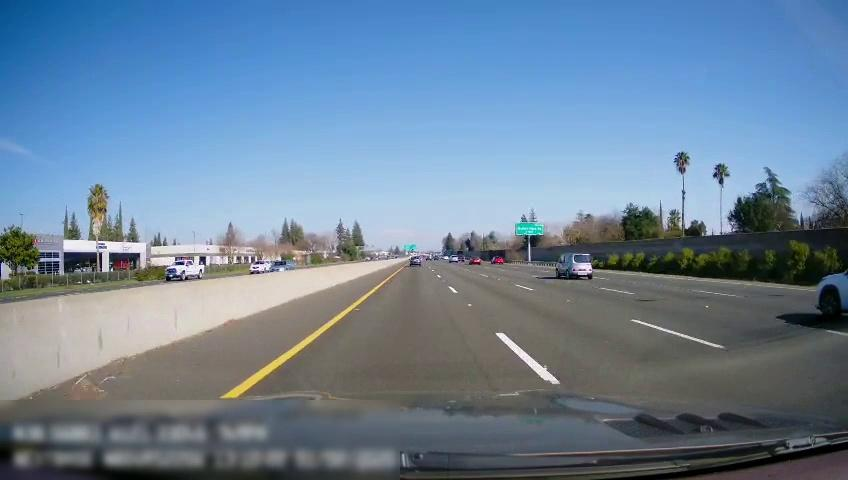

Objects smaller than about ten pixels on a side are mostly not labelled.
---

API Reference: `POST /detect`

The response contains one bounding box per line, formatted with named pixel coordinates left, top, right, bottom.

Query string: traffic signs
left=405, top=244, right=418, bottom=252
left=515, top=221, right=545, bottom=237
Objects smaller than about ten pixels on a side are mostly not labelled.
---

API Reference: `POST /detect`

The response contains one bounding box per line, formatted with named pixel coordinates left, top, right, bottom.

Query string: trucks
left=166, top=259, right=205, bottom=282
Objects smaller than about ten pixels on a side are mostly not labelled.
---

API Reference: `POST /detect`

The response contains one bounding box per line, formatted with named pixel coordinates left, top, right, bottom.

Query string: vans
left=554, top=253, right=595, bottom=280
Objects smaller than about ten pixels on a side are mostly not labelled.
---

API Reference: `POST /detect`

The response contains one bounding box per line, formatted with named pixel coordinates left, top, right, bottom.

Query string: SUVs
left=448, top=254, right=459, bottom=263
left=814, top=268, right=848, bottom=320
left=268, top=260, right=295, bottom=273
left=248, top=260, right=272, bottom=275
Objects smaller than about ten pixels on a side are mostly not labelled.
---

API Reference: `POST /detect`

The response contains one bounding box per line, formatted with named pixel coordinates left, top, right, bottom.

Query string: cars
left=491, top=254, right=504, bottom=265
left=467, top=255, right=482, bottom=265
left=409, top=254, right=424, bottom=267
